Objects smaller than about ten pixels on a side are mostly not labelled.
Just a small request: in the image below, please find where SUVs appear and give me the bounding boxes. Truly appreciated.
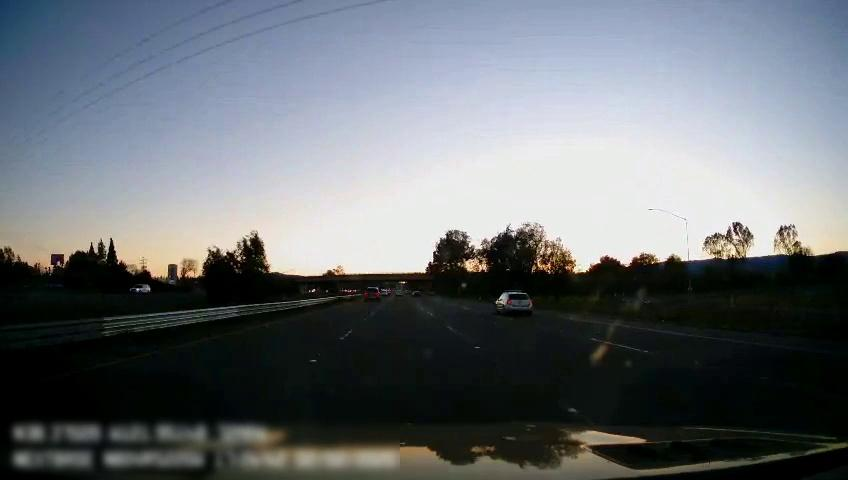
[129,284,151,294]
[494,292,533,317]
[364,288,381,303]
